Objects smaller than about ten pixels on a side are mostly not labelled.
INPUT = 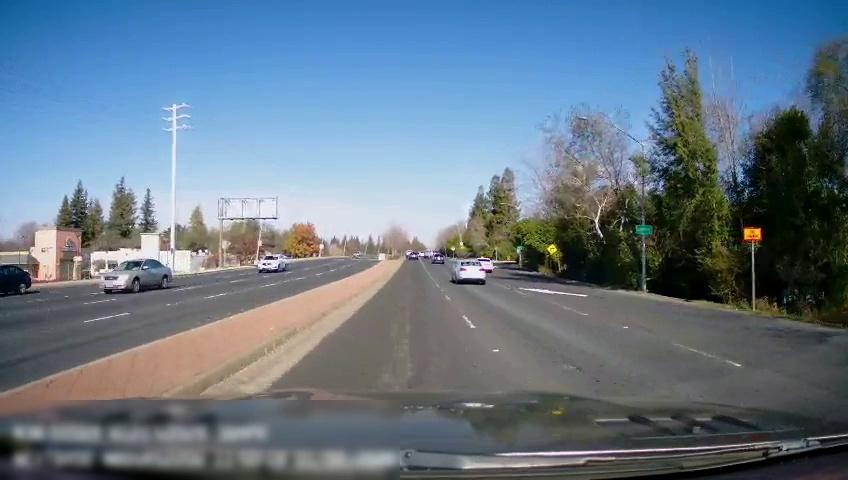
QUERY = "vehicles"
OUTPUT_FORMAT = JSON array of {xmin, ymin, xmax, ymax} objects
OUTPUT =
[
  {"xmin": 257, "ymin": 254, "xmax": 289, "ymax": 275},
  {"xmin": 0, "ymin": 264, "xmax": 32, "ymax": 296},
  {"xmin": 449, "ymin": 259, "xmax": 486, "ymax": 285},
  {"xmin": 98, "ymin": 257, "xmax": 172, "ymax": 295},
  {"xmin": 431, "ymin": 254, "xmax": 444, "ymax": 265},
  {"xmin": 476, "ymin": 257, "xmax": 495, "ymax": 273}
]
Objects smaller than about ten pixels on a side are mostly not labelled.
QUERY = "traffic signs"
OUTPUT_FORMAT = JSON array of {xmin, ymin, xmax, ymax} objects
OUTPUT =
[{"xmin": 546, "ymin": 243, "xmax": 558, "ymax": 257}]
